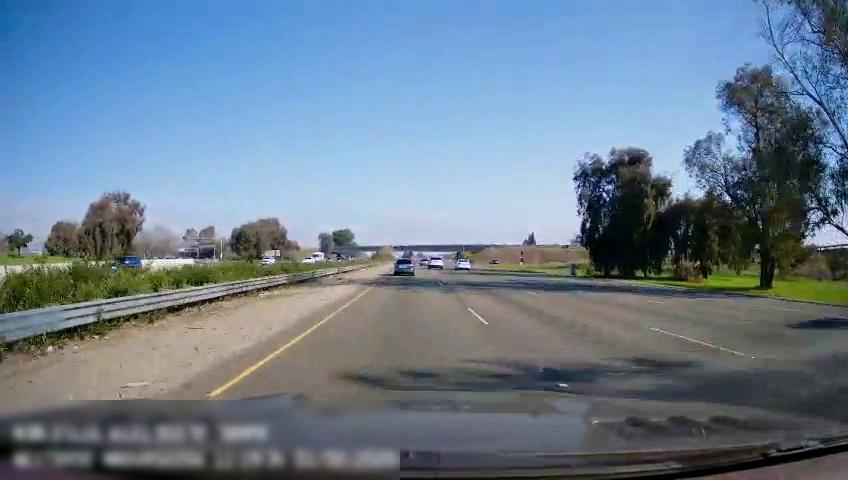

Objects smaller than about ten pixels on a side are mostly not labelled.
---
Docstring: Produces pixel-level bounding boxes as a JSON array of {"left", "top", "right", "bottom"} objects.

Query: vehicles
[
  {"left": 261, "top": 256, "right": 276, "bottom": 266},
  {"left": 393, "top": 258, "right": 415, "bottom": 276},
  {"left": 488, "top": 259, "right": 500, "bottom": 265},
  {"left": 454, "top": 258, "right": 471, "bottom": 271},
  {"left": 312, "top": 252, "right": 325, "bottom": 263},
  {"left": 109, "top": 255, "right": 143, "bottom": 272},
  {"left": 419, "top": 258, "right": 430, "bottom": 267},
  {"left": 427, "top": 256, "right": 444, "bottom": 270},
  {"left": 302, "top": 256, "right": 317, "bottom": 265}
]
